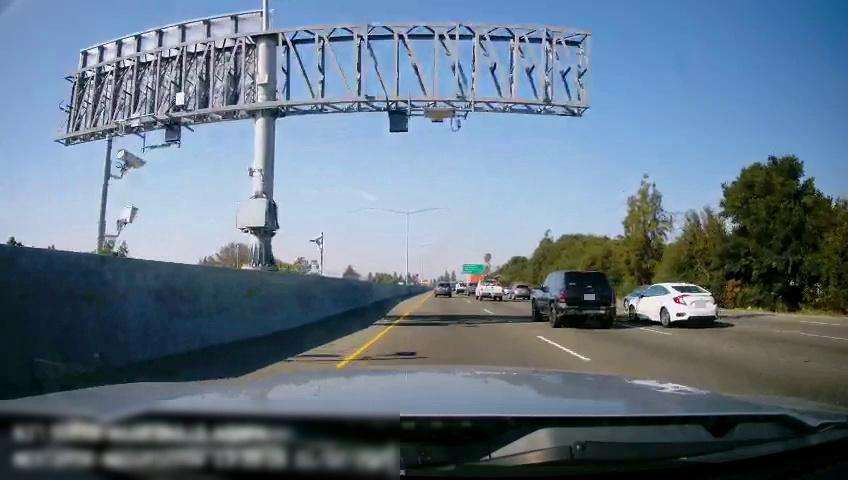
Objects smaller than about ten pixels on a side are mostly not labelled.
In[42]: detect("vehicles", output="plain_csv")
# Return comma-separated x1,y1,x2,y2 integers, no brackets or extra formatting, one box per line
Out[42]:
468,275,481,283
434,282,452,298
455,283,466,294
464,282,478,297
475,279,504,301
530,269,618,329
627,282,718,328
509,282,531,301
622,283,650,313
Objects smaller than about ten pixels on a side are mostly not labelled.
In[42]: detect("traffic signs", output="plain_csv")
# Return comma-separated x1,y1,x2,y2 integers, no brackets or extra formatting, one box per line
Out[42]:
462,263,486,274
